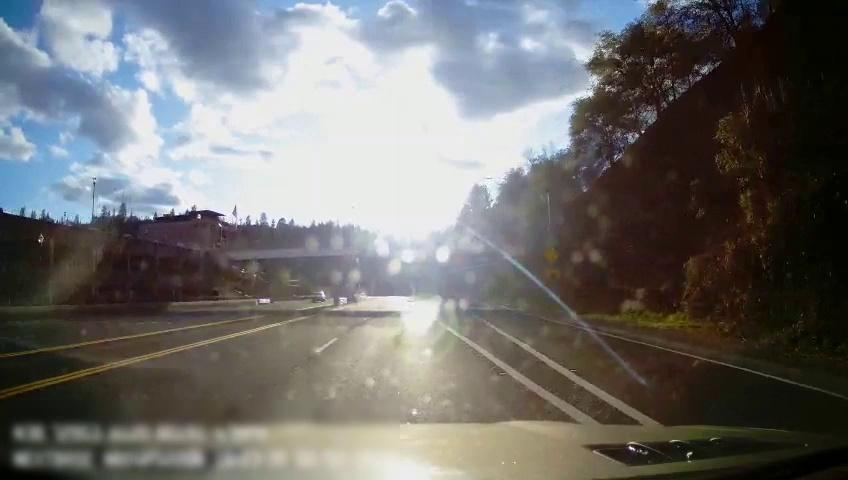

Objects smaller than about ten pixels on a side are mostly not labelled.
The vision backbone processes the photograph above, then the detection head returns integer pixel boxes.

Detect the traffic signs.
[546,267,560,282]
[545,249,559,267]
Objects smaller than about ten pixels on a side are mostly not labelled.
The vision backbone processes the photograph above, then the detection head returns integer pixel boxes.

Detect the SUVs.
[311,290,326,302]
